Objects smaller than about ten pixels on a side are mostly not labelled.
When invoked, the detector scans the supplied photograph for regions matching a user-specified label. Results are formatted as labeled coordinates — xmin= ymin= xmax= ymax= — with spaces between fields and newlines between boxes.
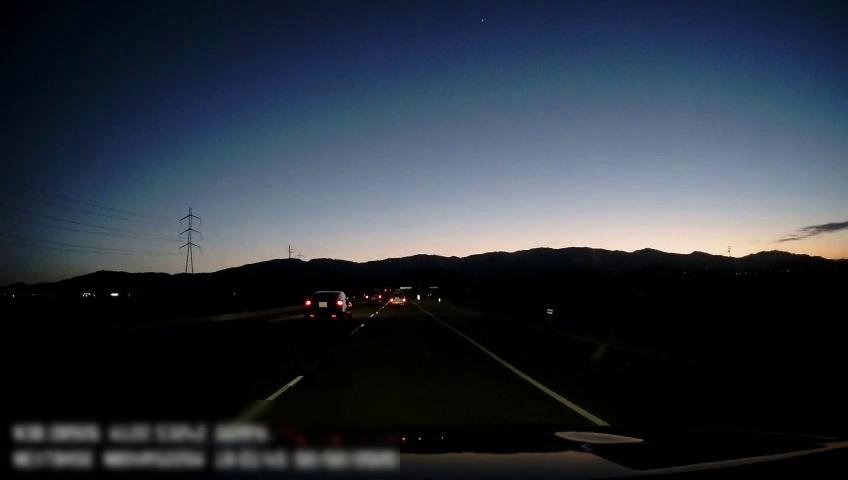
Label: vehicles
xmin=303 ymin=290 xmax=355 ymax=329
xmin=389 ymin=291 xmax=408 ymax=306
xmin=365 ymin=288 xmax=386 ymax=303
